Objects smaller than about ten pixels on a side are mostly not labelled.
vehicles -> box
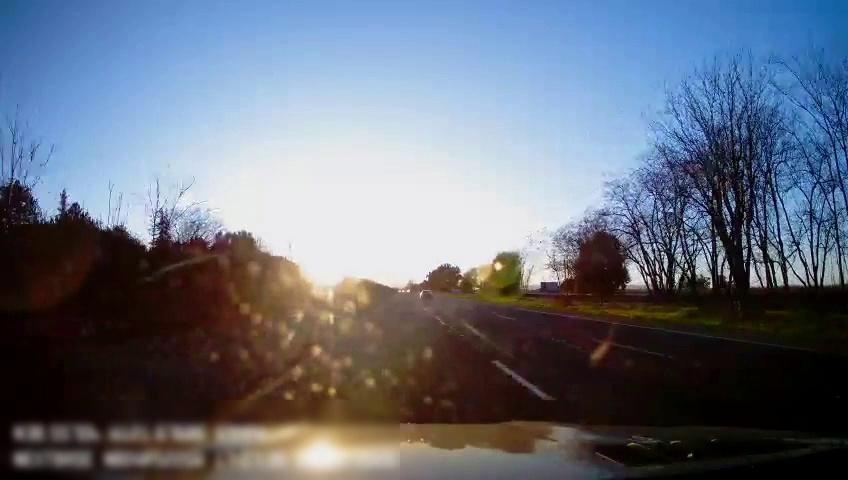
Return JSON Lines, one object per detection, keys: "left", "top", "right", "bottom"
{"left": 419, "top": 290, "right": 431, "bottom": 300}
{"left": 540, "top": 282, "right": 560, "bottom": 292}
